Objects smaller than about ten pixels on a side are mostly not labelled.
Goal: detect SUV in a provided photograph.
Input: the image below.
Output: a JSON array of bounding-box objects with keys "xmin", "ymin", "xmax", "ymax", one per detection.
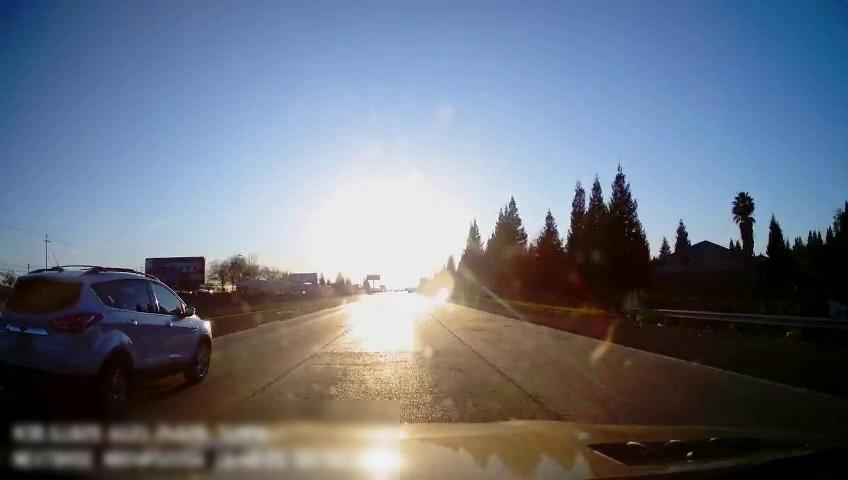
[{"xmin": 0, "ymin": 264, "xmax": 215, "ymax": 419}]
